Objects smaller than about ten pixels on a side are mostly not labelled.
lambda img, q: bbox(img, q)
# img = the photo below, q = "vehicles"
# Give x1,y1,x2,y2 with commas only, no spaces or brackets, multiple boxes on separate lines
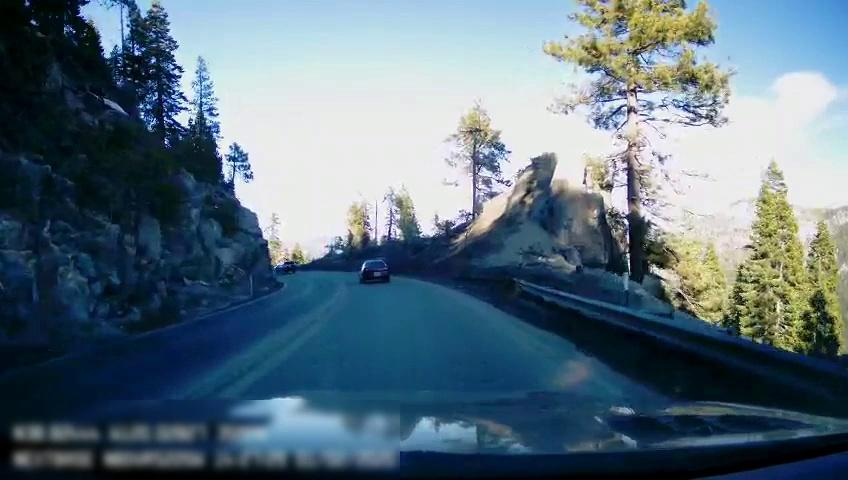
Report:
360,259,389,283
282,261,298,273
